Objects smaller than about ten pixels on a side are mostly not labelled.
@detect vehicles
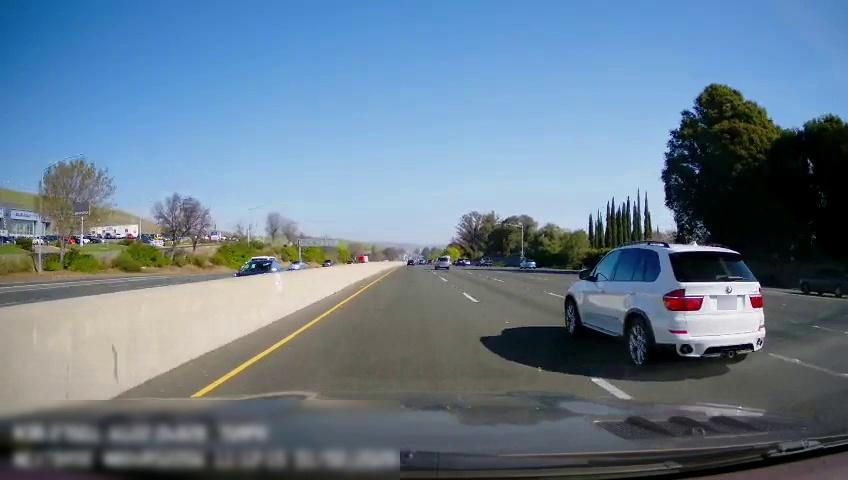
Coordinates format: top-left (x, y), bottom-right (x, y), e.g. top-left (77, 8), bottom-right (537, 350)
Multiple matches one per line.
top-left (562, 243), bottom-right (766, 366)
top-left (356, 255), bottom-right (369, 264)
top-left (455, 257), bottom-right (467, 266)
top-left (287, 261), bottom-right (304, 270)
top-left (322, 259), bottom-right (335, 267)
top-left (232, 257), bottom-right (281, 277)
top-left (480, 257), bottom-right (494, 265)
top-left (434, 256), bottom-right (450, 270)
top-left (520, 259), bottom-right (537, 270)
top-left (799, 273), bottom-right (848, 299)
